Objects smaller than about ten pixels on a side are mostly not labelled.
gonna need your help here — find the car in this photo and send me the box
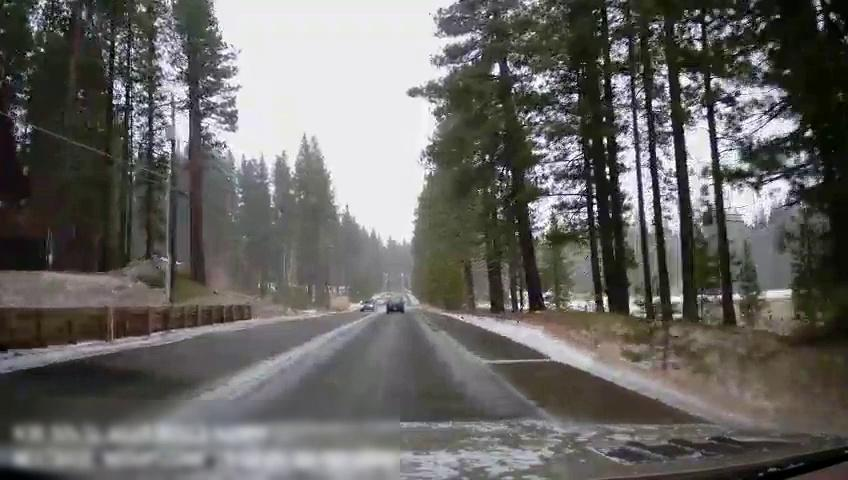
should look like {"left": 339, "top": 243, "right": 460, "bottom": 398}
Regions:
{"left": 386, "top": 302, "right": 404, "bottom": 314}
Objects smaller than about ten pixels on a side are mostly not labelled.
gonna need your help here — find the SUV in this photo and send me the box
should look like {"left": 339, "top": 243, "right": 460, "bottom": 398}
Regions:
{"left": 359, "top": 299, "right": 376, "bottom": 313}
